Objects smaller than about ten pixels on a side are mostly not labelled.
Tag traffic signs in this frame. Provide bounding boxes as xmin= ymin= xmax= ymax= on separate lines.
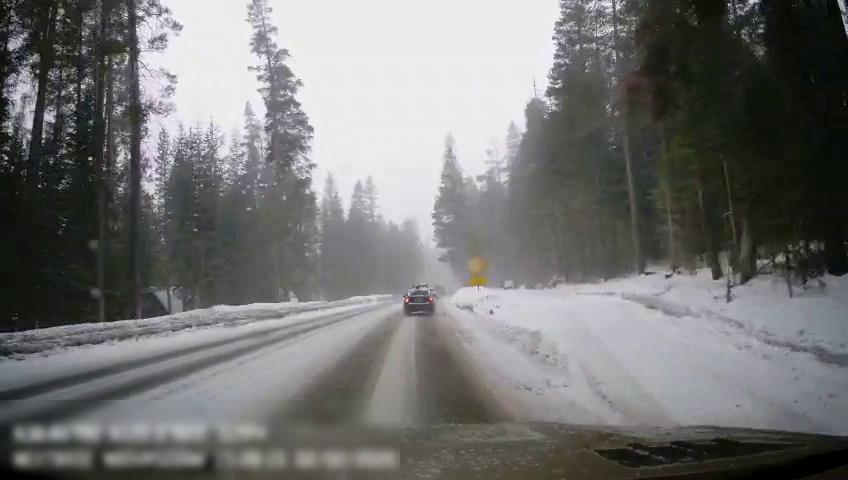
xmin=469 ymin=275 xmax=488 ymax=286
xmin=470 ymin=254 xmax=488 ymax=274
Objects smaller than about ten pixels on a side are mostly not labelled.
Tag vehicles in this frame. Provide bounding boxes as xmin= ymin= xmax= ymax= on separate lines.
xmin=503 ymin=280 xmax=515 ymax=289
xmin=402 ymin=284 xmax=439 ymax=317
